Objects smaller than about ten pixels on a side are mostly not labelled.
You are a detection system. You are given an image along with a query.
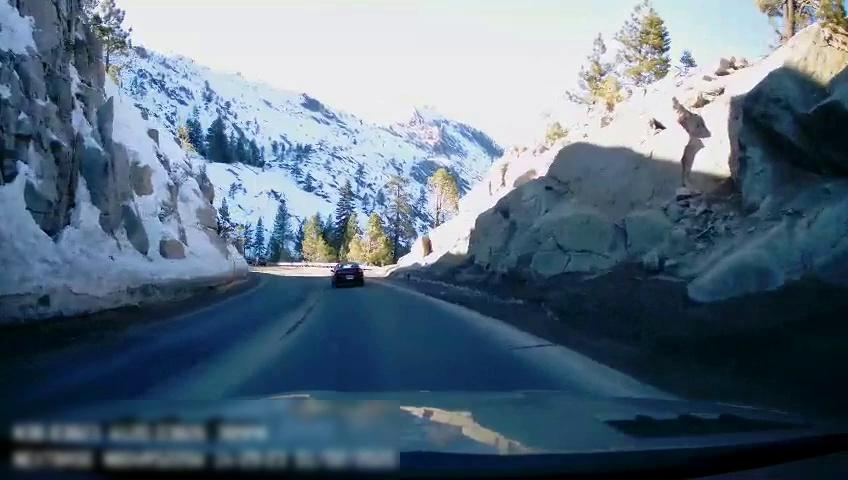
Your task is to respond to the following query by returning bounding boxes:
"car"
[330,262,365,287]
